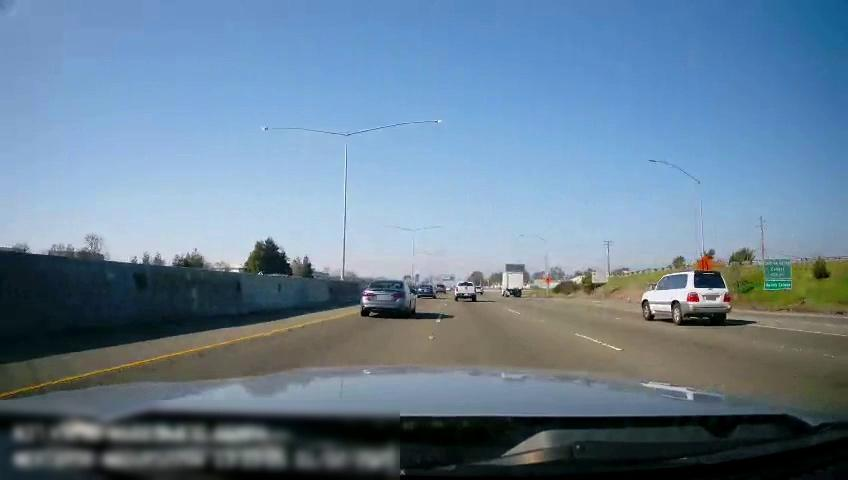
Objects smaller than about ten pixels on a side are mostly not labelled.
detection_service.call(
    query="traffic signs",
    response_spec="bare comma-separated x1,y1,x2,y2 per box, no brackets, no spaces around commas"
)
764,279,793,291
764,258,792,280
698,256,715,273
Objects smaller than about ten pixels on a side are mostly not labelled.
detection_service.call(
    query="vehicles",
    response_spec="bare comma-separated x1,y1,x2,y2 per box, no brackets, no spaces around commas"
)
435,283,447,295
641,271,733,326
453,280,477,301
360,279,417,319
501,272,524,298
416,282,437,299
